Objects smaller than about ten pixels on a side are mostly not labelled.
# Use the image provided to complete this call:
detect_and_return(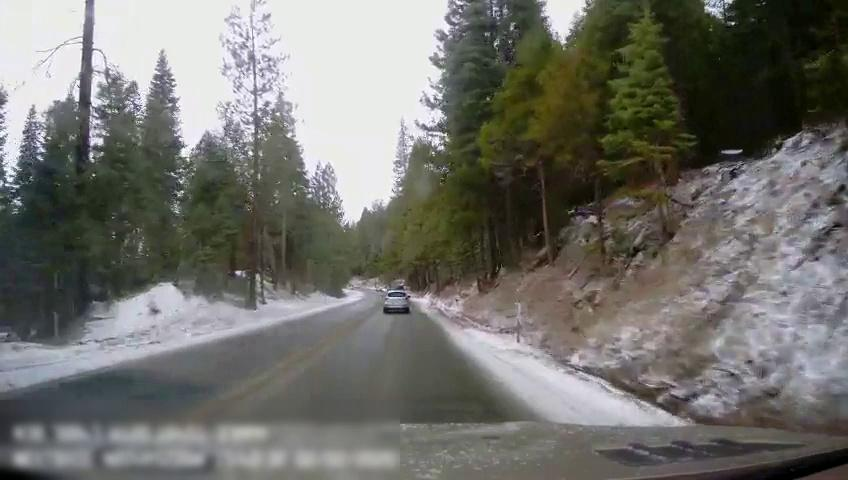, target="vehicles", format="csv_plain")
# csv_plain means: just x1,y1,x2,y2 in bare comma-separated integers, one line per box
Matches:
390,285,406,291
383,290,411,314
